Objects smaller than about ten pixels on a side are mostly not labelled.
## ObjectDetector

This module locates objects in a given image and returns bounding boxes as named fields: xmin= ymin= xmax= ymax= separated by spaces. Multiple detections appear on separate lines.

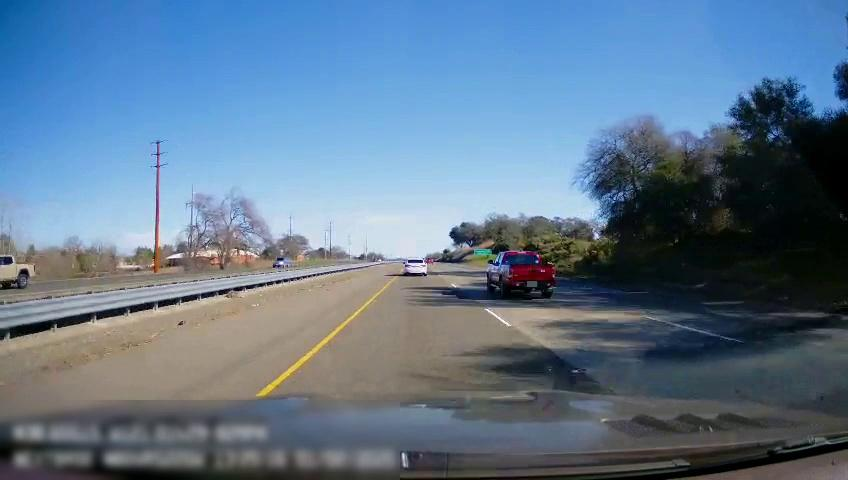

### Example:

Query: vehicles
xmin=400 ymin=257 xmax=427 ymax=276
xmin=486 ymin=250 xmax=558 ymax=301
xmin=0 ymin=256 xmax=36 ymax=289
xmin=272 ymin=258 xmax=290 ymax=269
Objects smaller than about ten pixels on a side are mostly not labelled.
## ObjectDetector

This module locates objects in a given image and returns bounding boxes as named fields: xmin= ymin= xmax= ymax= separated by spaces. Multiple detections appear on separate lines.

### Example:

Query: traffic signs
xmin=474 ymin=248 xmax=492 ymax=256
